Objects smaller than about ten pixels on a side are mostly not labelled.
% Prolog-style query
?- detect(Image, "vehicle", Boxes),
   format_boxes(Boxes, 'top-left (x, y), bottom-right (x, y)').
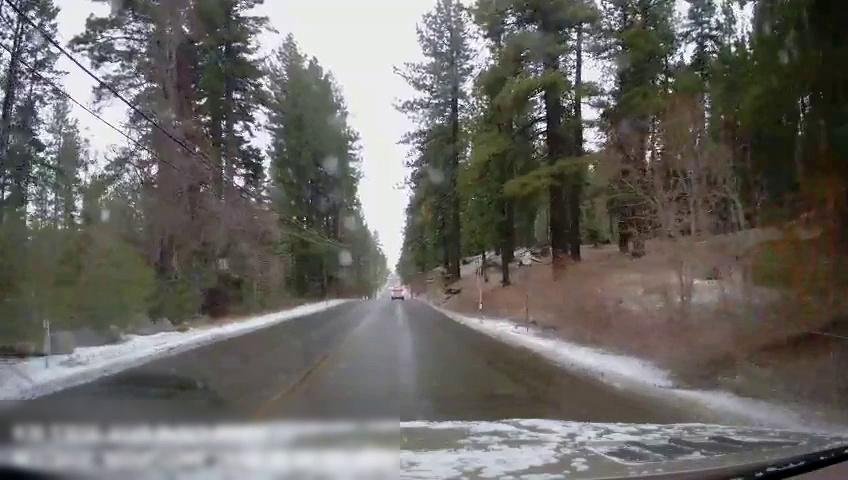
top-left (390, 288), bottom-right (406, 301)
